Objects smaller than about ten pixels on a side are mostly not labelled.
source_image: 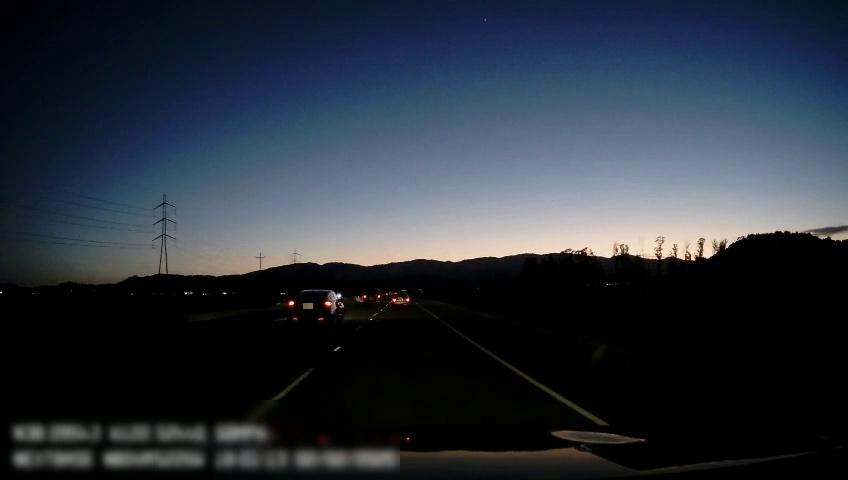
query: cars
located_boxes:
[391,291,410,306]
[362,288,382,304]
[286,288,347,329]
